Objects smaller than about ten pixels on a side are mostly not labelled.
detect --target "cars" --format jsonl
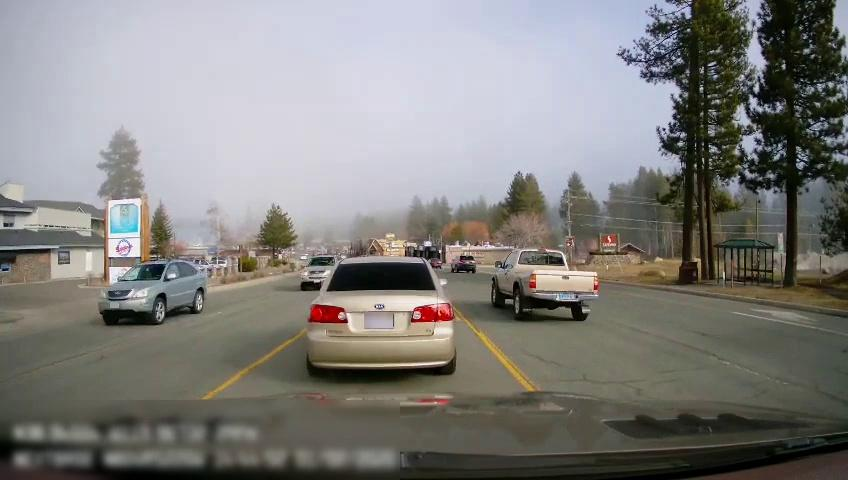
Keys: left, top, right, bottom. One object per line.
{"left": 304, "top": 257, "right": 459, "bottom": 378}
{"left": 426, "top": 256, "right": 442, "bottom": 268}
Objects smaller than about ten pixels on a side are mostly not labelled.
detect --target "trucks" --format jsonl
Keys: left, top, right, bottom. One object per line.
{"left": 488, "top": 248, "right": 600, "bottom": 321}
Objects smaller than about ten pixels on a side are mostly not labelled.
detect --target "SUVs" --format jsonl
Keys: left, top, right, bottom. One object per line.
{"left": 300, "top": 255, "right": 339, "bottom": 292}
{"left": 98, "top": 261, "right": 208, "bottom": 326}
{"left": 450, "top": 255, "right": 476, "bottom": 273}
